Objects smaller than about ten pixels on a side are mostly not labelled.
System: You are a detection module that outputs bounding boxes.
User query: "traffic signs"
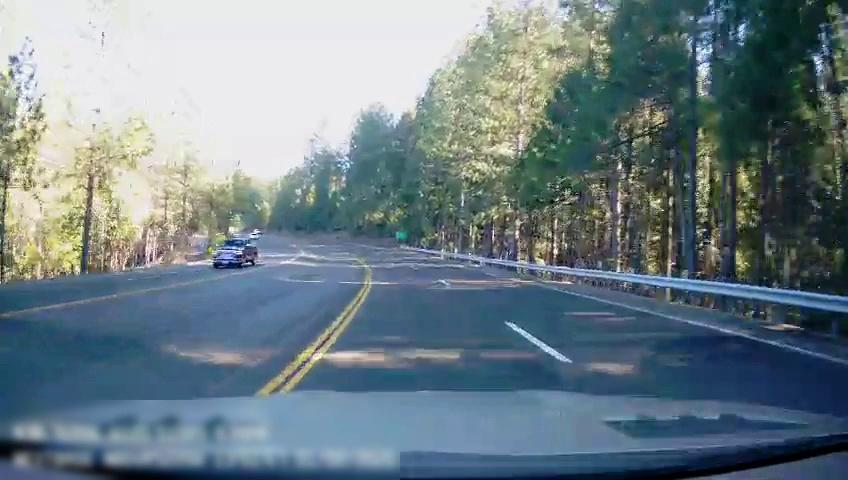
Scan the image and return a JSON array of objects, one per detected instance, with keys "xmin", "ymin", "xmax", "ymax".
[{"xmin": 395, "ymin": 231, "xmax": 411, "ymax": 240}]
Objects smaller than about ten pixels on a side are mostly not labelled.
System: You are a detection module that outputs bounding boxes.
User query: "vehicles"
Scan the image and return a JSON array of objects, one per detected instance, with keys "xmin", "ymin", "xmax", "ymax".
[
  {"xmin": 211, "ymin": 238, "xmax": 260, "ymax": 269},
  {"xmin": 249, "ymin": 232, "xmax": 259, "ymax": 241}
]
